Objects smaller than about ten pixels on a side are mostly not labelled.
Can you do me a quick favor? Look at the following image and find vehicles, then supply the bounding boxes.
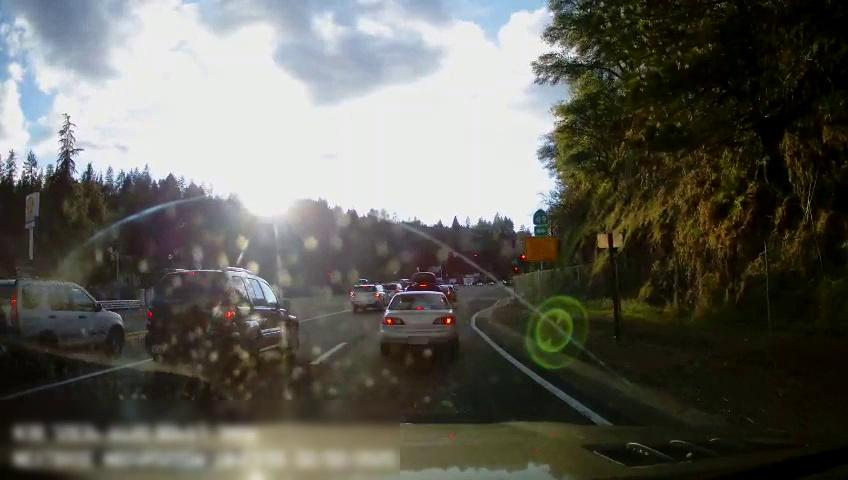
[382,282,402,291]
[146,268,302,377]
[405,271,442,291]
[350,283,389,313]
[0,276,126,356]
[380,291,460,356]
[441,283,457,300]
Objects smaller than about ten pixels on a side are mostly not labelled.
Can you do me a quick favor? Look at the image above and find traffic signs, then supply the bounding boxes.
[532,224,549,237]
[525,237,559,262]
[532,207,548,224]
